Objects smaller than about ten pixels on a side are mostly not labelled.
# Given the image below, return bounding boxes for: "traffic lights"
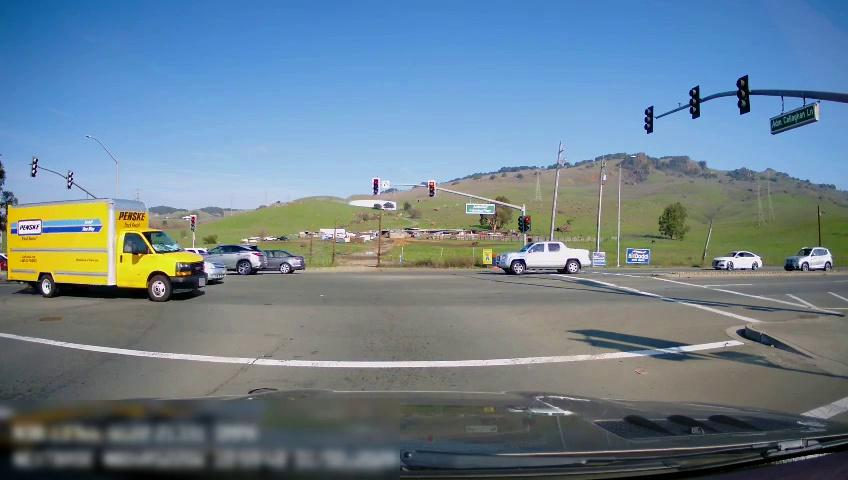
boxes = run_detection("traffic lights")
[189,214,198,232]
[66,169,75,190]
[30,156,40,178]
[371,177,381,196]
[735,74,751,115]
[643,104,655,135]
[426,178,437,197]
[687,84,702,120]
[523,214,532,232]
[516,215,525,232]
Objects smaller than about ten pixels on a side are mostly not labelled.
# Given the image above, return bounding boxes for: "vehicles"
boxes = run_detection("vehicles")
[495,240,593,275]
[201,243,268,276]
[0,254,9,271]
[181,247,211,259]
[783,246,833,273]
[6,197,210,303]
[197,259,227,287]
[711,250,763,272]
[258,248,306,275]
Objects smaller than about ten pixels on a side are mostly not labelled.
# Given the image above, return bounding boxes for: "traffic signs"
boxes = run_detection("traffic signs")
[464,201,497,216]
[768,100,821,135]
